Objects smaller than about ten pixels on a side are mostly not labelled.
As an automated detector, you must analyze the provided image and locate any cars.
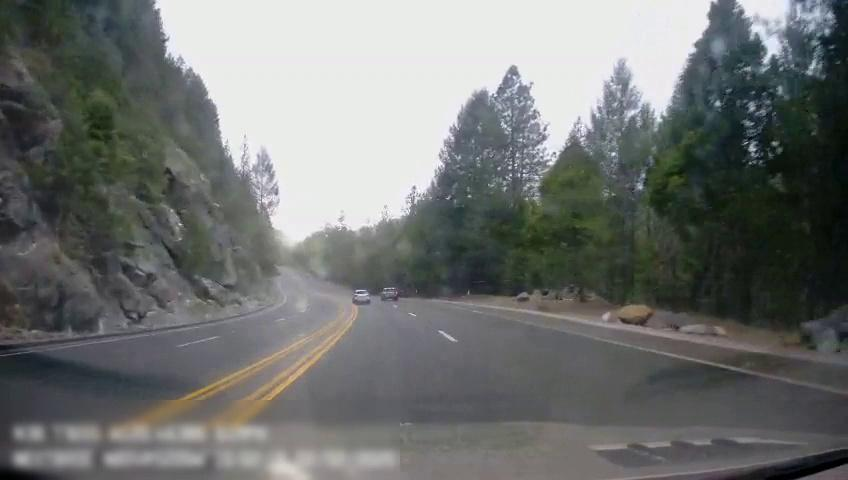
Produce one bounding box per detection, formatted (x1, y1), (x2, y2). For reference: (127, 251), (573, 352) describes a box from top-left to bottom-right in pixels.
(352, 290), (370, 305)
(381, 288), (398, 302)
